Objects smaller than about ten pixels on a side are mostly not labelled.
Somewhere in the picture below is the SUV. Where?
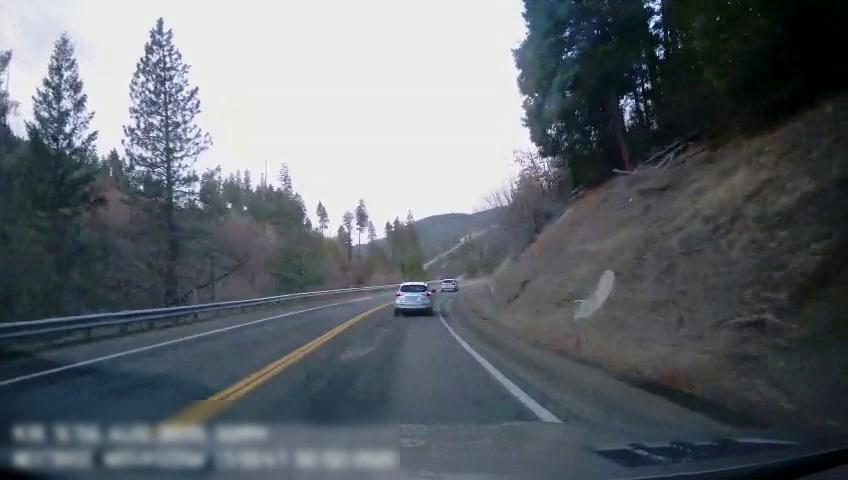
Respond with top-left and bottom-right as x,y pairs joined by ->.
394,282 -> 432,317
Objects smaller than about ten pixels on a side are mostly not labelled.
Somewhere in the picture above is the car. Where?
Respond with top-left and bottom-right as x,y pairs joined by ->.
440,278 -> 459,292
